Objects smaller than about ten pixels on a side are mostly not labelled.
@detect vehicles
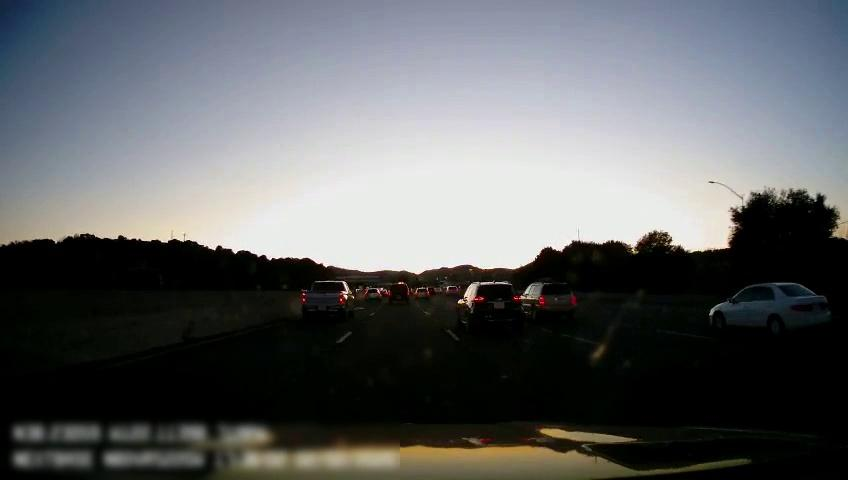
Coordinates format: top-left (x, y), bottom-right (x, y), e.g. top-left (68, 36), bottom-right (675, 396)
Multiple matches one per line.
top-left (445, 285), bottom-right (460, 296)
top-left (415, 287), bottom-right (430, 299)
top-left (456, 281), bottom-right (523, 334)
top-left (380, 289), bottom-right (389, 298)
top-left (428, 287), bottom-right (439, 296)
top-left (389, 283), bottom-right (409, 303)
top-left (520, 282), bottom-right (577, 324)
top-left (363, 288), bottom-right (382, 303)
top-left (708, 282), bottom-right (831, 340)
top-left (300, 280), bottom-right (357, 321)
